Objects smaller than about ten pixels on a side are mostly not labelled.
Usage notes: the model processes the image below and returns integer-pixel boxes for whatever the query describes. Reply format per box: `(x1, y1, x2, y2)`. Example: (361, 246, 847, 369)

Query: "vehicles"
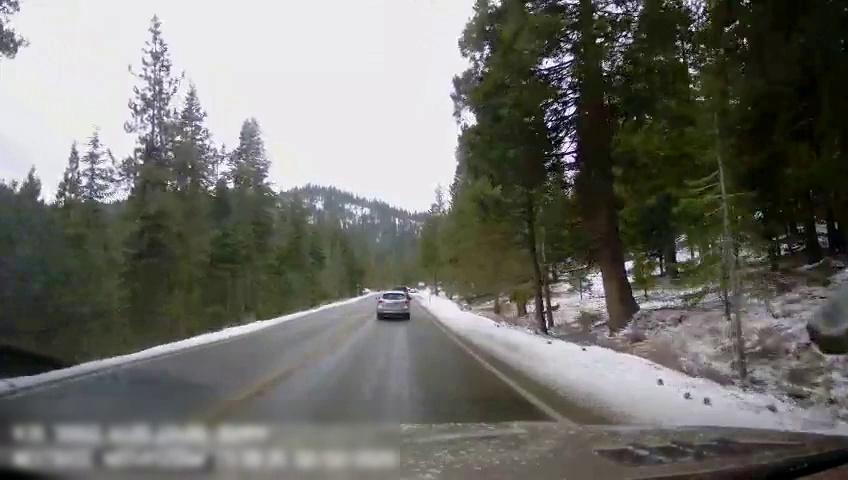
(375, 291, 412, 319)
(391, 286, 409, 298)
